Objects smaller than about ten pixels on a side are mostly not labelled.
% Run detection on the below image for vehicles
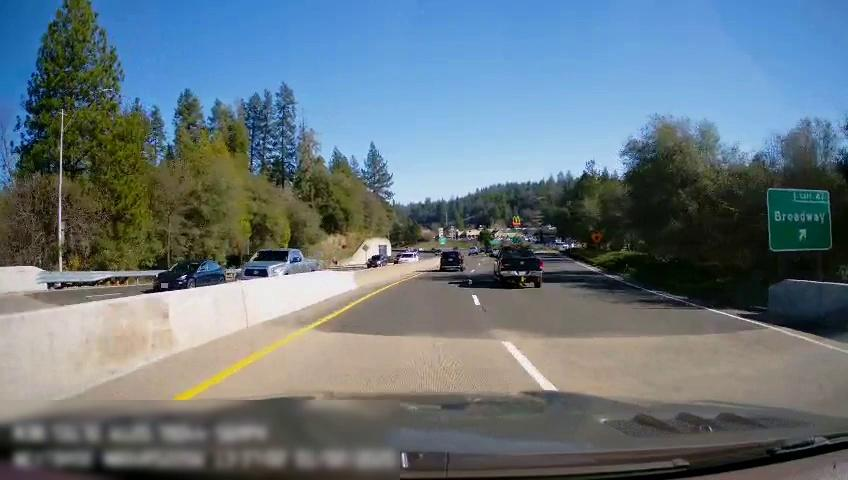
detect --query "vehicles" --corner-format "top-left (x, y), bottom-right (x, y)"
top-left (439, 250), bottom-right (465, 271)
top-left (397, 252), bottom-right (420, 268)
top-left (151, 259), bottom-right (229, 296)
top-left (235, 248), bottom-right (322, 284)
top-left (366, 255), bottom-right (386, 272)
top-left (494, 246), bottom-right (544, 289)
top-left (469, 247), bottom-right (479, 256)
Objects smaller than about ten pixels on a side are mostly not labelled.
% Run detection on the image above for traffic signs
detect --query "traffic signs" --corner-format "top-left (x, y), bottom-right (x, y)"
top-left (766, 187), bottom-right (834, 252)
